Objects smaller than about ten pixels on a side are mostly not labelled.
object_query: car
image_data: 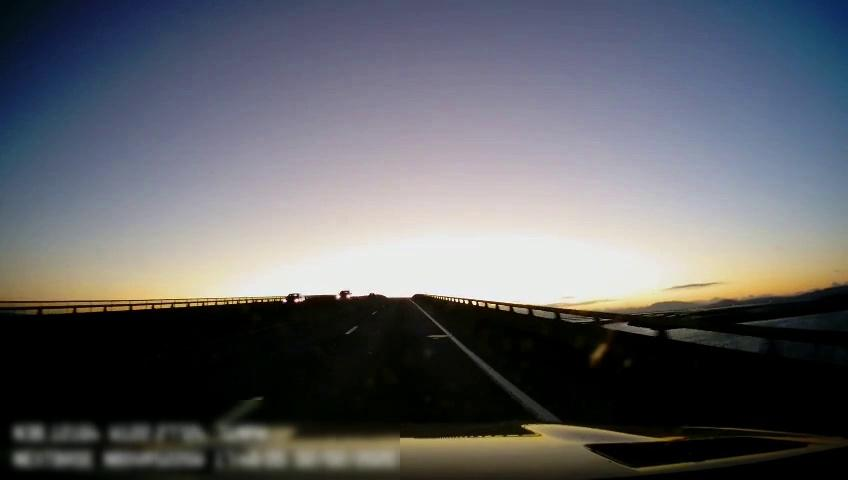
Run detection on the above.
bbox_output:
[282,292,306,304]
